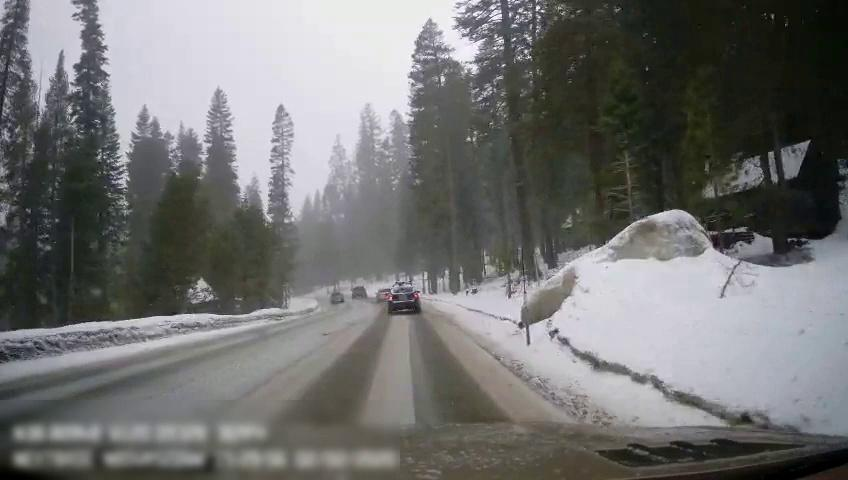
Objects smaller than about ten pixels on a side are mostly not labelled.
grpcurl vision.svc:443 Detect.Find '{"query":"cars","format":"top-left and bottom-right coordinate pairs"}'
top-left (375, 288), bottom-right (393, 302)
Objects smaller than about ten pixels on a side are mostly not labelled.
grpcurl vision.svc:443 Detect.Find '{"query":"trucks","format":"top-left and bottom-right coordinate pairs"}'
top-left (330, 292), bottom-right (345, 304)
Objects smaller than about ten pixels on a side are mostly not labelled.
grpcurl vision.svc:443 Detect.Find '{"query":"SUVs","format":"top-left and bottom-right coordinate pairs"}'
top-left (384, 280), bottom-right (421, 314)
top-left (351, 286), bottom-right (367, 299)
